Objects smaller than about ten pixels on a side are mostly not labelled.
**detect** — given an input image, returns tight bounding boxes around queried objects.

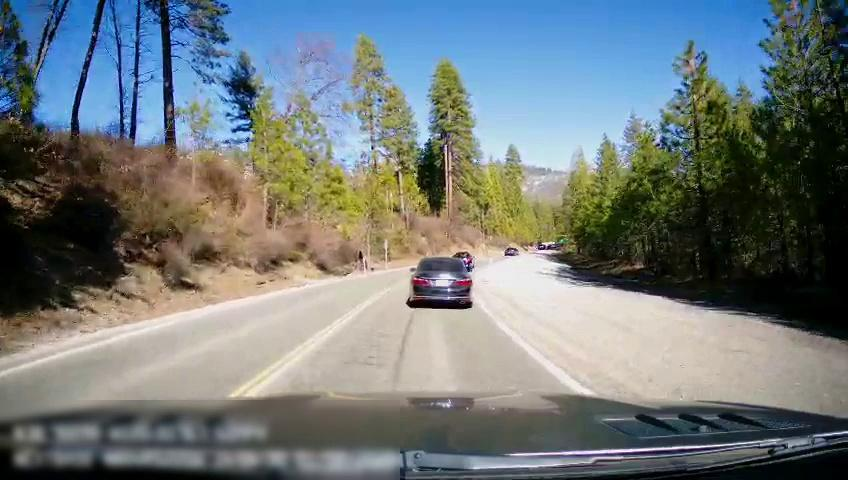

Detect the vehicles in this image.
[503,246,520,257]
[408,256,474,307]
[452,250,476,273]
